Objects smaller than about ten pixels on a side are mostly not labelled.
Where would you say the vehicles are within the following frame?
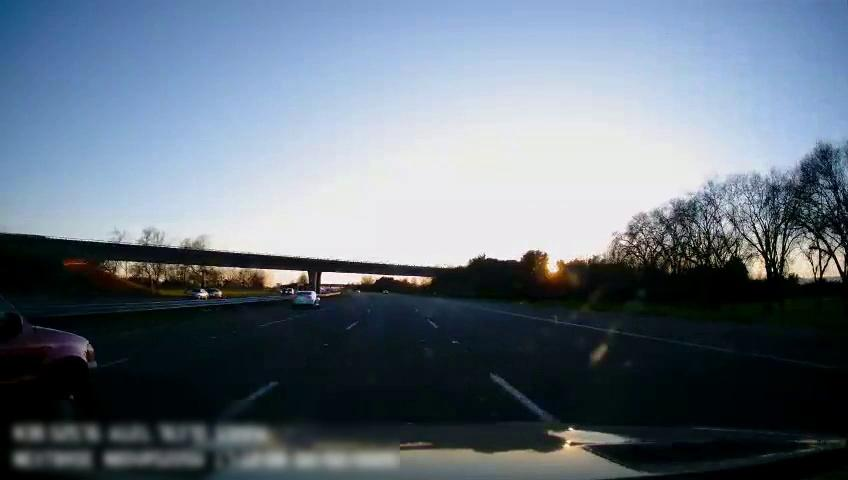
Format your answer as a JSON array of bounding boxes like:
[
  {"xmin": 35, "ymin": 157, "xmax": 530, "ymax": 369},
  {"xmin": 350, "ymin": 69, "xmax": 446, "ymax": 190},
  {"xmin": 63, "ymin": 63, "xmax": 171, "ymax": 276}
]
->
[
  {"xmin": 185, "ymin": 288, "xmax": 209, "ymax": 301},
  {"xmin": 0, "ymin": 293, "xmax": 97, "ymax": 439},
  {"xmin": 206, "ymin": 288, "xmax": 223, "ymax": 300},
  {"xmin": 292, "ymin": 291, "xmax": 321, "ymax": 309}
]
